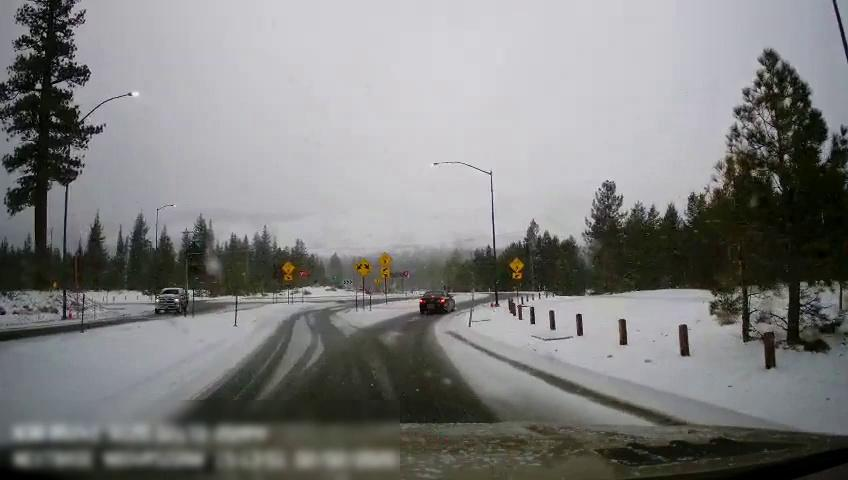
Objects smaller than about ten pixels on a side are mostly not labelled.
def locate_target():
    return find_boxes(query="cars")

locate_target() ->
[419,290,455,314]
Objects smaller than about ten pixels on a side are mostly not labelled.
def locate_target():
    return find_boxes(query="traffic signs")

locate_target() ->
[282,261,294,274]
[355,258,371,276]
[381,267,391,278]
[379,253,392,267]
[509,258,524,272]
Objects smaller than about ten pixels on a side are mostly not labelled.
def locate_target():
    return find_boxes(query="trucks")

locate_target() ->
[154,288,189,314]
